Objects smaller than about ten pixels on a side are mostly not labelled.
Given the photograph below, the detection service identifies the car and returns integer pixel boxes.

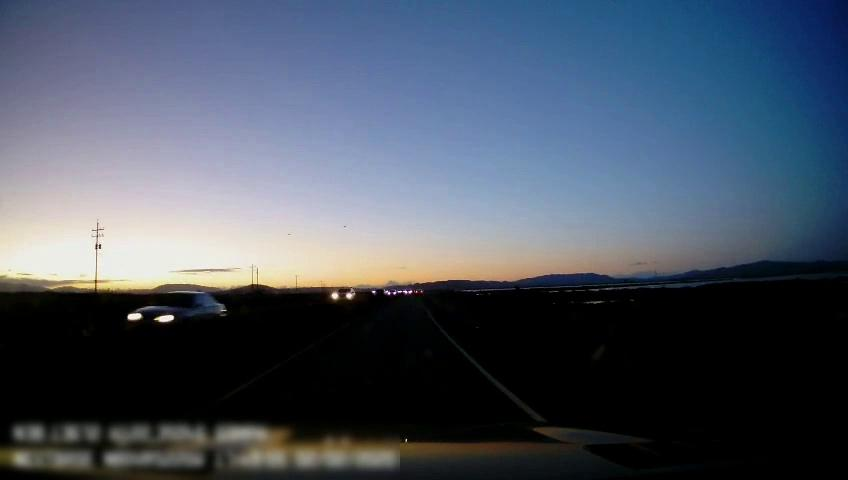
[125,289,228,327]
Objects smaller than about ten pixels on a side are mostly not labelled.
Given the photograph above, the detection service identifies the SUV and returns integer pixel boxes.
[330,287,357,303]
